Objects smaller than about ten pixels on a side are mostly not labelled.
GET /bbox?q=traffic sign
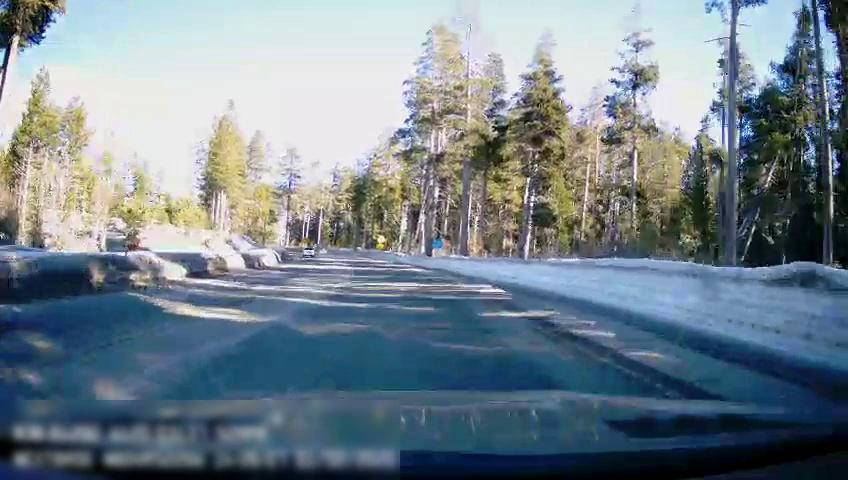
[377,235,387,249]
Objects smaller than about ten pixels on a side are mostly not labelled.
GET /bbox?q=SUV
[301,248,316,259]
